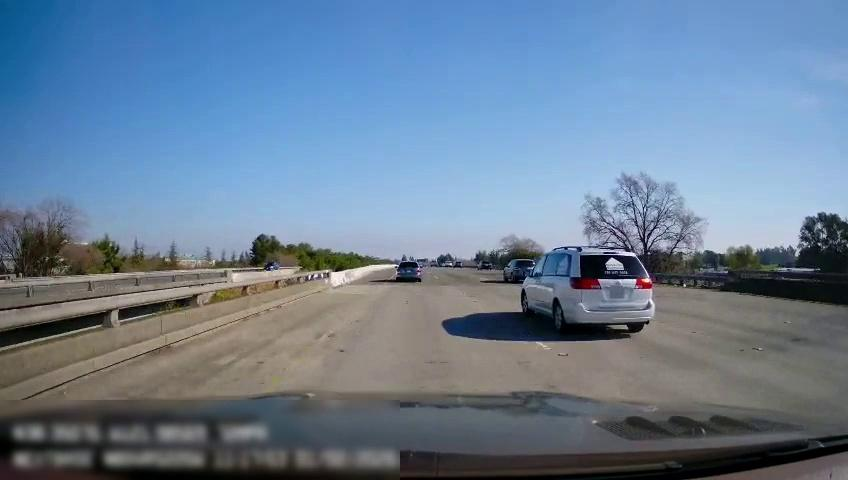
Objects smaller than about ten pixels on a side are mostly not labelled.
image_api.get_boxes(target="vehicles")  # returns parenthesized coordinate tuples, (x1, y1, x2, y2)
(395, 261, 424, 283)
(477, 259, 492, 271)
(520, 249, 656, 336)
(264, 261, 280, 272)
(502, 259, 537, 284)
